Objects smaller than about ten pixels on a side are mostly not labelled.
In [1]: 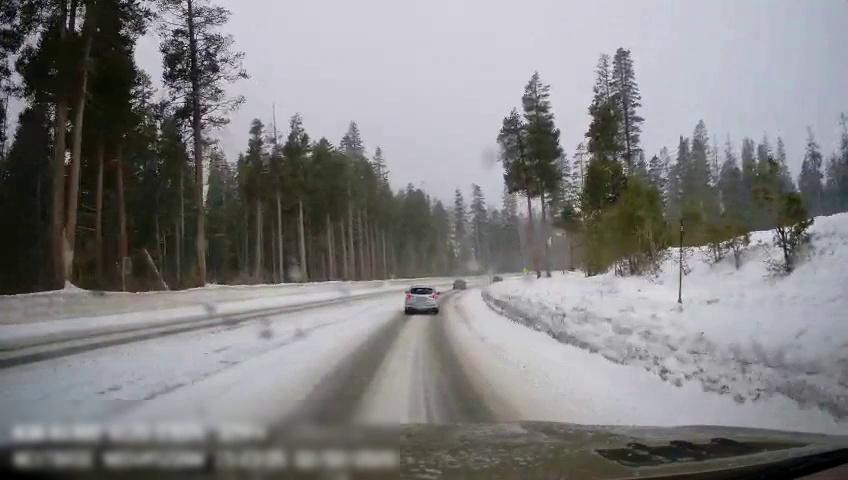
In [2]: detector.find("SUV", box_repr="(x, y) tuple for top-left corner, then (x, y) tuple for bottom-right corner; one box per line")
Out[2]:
(403, 284), (442, 315)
